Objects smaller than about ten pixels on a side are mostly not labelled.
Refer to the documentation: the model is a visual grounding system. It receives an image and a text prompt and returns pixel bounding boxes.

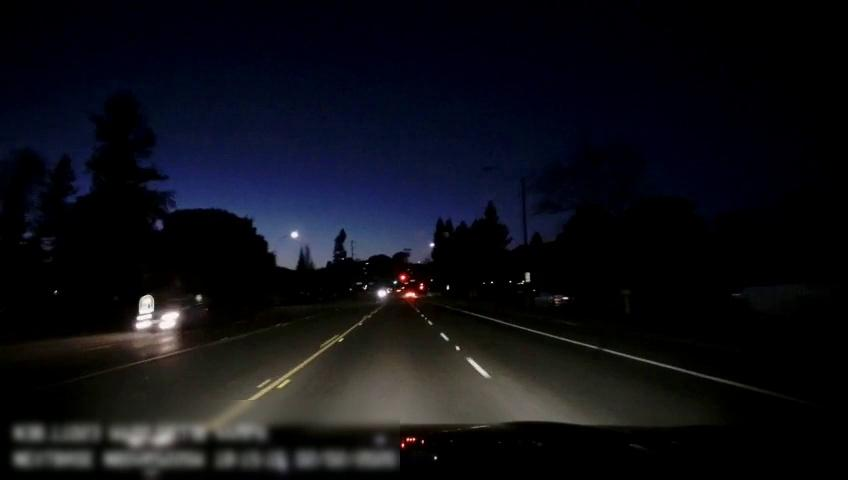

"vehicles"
[533,287,575,311]
[147,295,210,333]
[730,266,848,323]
